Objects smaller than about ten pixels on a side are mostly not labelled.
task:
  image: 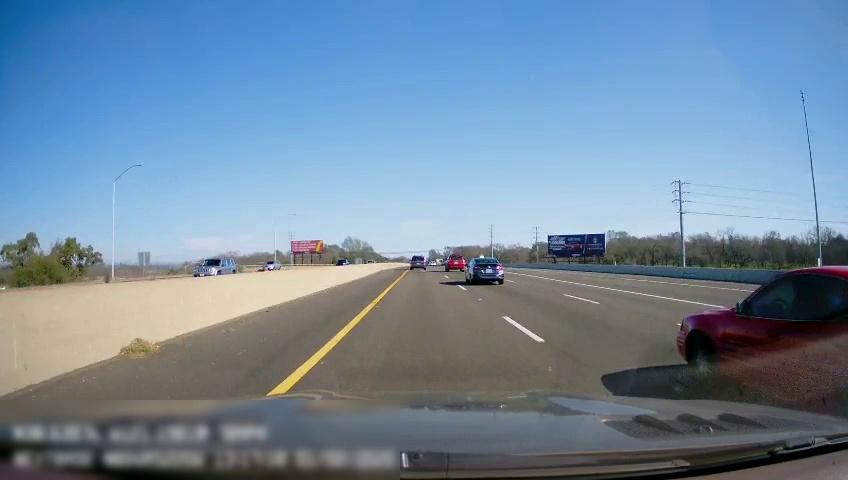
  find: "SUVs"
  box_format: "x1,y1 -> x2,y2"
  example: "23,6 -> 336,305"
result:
444,255 -> 466,272
192,256 -> 237,278
263,260 -> 282,271
410,256 -> 426,270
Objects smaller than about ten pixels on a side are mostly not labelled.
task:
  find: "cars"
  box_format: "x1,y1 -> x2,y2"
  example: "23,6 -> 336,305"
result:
674,265 -> 848,416
464,257 -> 505,285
